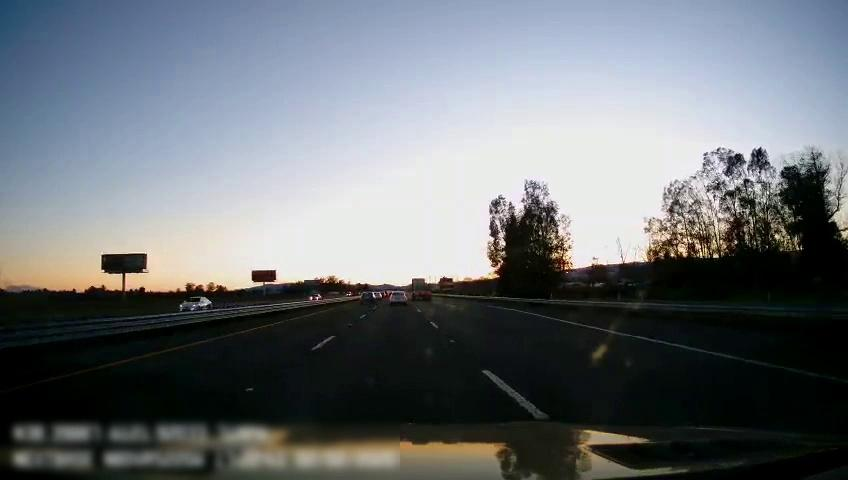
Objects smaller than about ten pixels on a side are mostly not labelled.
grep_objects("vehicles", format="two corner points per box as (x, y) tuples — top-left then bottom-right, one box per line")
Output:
(178, 296), (213, 312)
(388, 290), (408, 306)
(360, 291), (376, 306)
(309, 293), (323, 301)
(411, 278), (433, 301)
